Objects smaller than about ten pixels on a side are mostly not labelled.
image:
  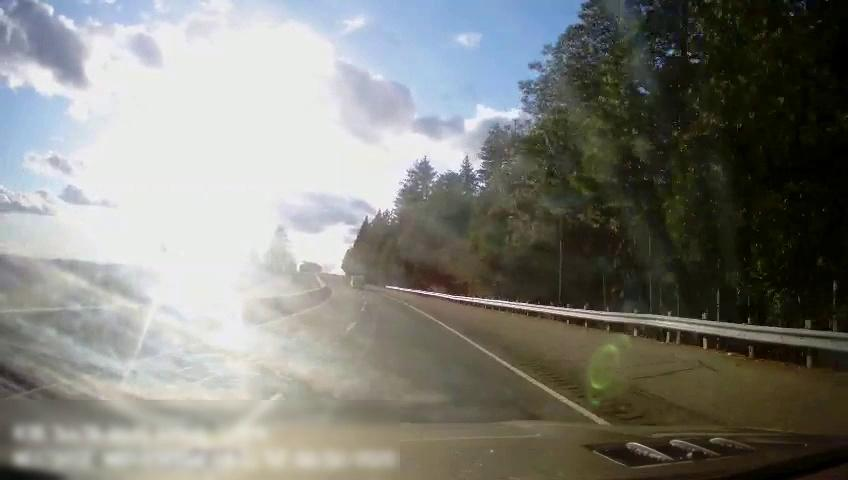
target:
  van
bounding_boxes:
[350,274,365,289]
